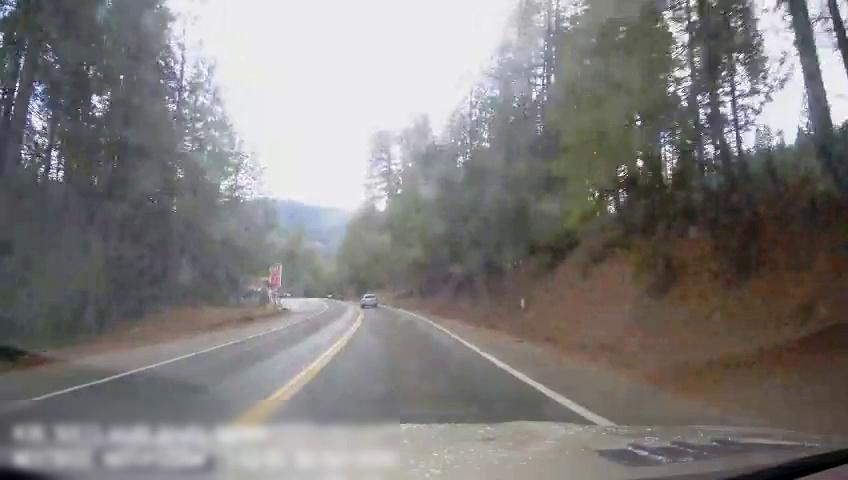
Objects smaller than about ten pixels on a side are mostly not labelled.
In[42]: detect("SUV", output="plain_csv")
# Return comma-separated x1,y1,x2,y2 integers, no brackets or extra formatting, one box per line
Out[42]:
359,294,378,309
